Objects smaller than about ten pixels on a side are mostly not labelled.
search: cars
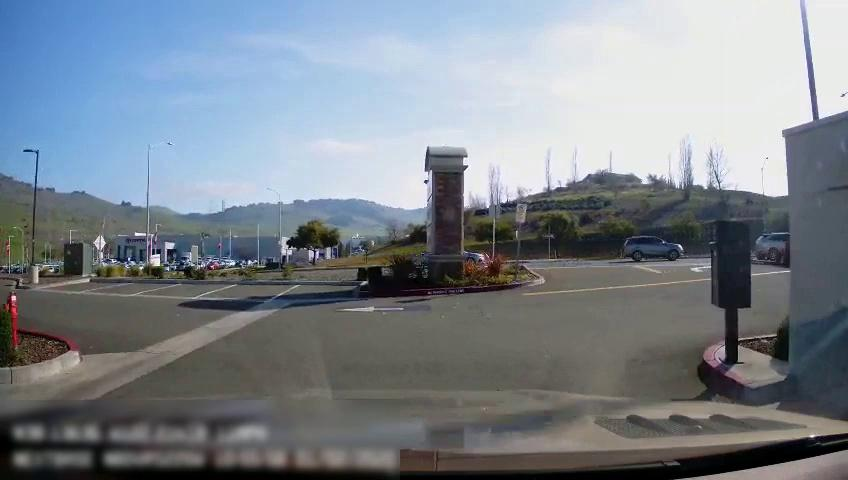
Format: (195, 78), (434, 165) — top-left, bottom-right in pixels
(413, 249), (485, 268)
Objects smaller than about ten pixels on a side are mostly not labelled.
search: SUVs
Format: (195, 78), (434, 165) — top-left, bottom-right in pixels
(622, 235), (684, 262)
(756, 232), (792, 259)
